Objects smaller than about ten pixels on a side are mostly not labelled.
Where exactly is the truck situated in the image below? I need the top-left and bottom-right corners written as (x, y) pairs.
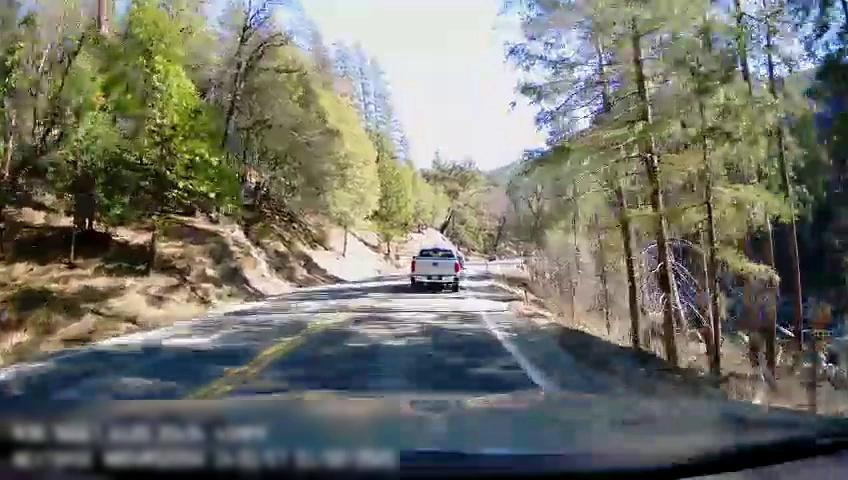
top-left (409, 248), bottom-right (462, 291)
